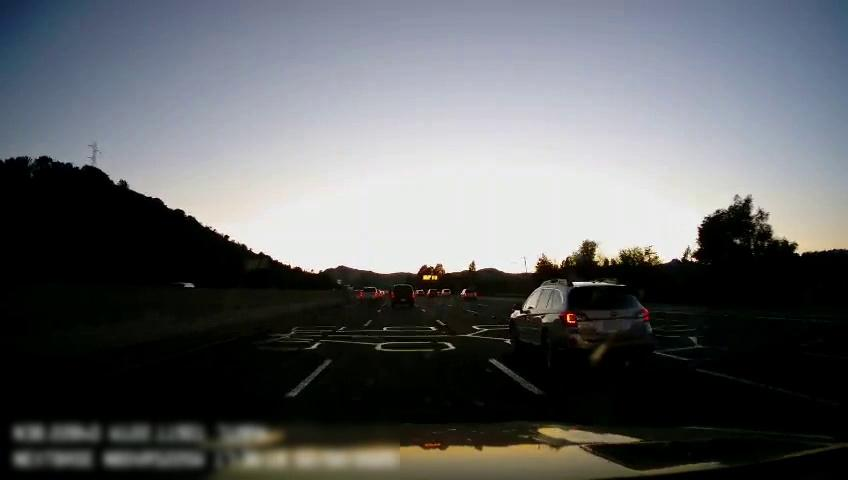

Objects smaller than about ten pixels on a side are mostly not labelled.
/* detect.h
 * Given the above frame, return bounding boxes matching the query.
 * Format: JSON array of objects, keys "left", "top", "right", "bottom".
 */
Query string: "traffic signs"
[{"left": 422, "top": 274, "right": 439, "bottom": 281}]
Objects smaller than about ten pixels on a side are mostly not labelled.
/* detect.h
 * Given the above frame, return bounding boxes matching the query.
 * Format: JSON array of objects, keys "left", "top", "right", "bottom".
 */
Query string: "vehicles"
[
  {"left": 460, "top": 288, "right": 477, "bottom": 301},
  {"left": 171, "top": 282, "right": 195, "bottom": 288},
  {"left": 390, "top": 282, "right": 416, "bottom": 306},
  {"left": 507, "top": 282, "right": 656, "bottom": 368},
  {"left": 425, "top": 288, "right": 438, "bottom": 298},
  {"left": 441, "top": 288, "right": 452, "bottom": 297},
  {"left": 359, "top": 286, "right": 380, "bottom": 304}
]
